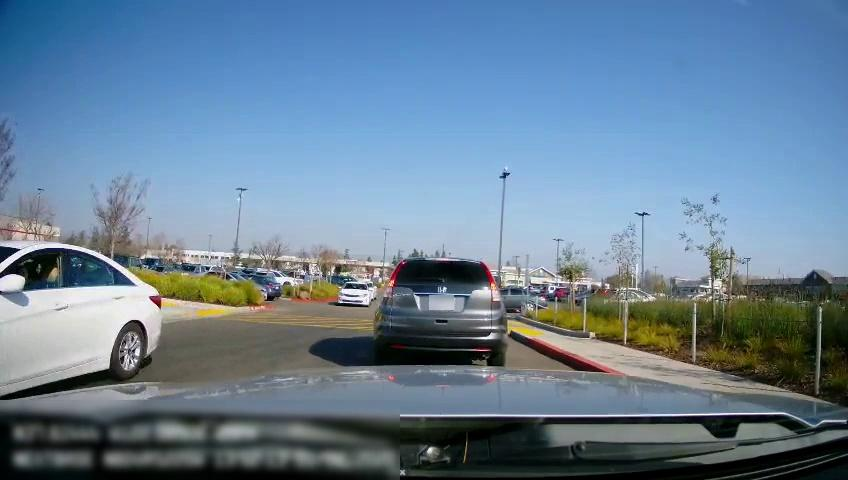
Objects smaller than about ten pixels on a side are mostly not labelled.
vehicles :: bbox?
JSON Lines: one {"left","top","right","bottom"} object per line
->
{"left": 502, "top": 286, "right": 550, "bottom": 315}
{"left": 336, "top": 281, "right": 372, "bottom": 309}
{"left": 365, "top": 282, "right": 377, "bottom": 301}
{"left": 374, "top": 256, "right": 509, "bottom": 368}
{"left": 244, "top": 273, "right": 281, "bottom": 303}
{"left": 0, "top": 241, "right": 162, "bottom": 398}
